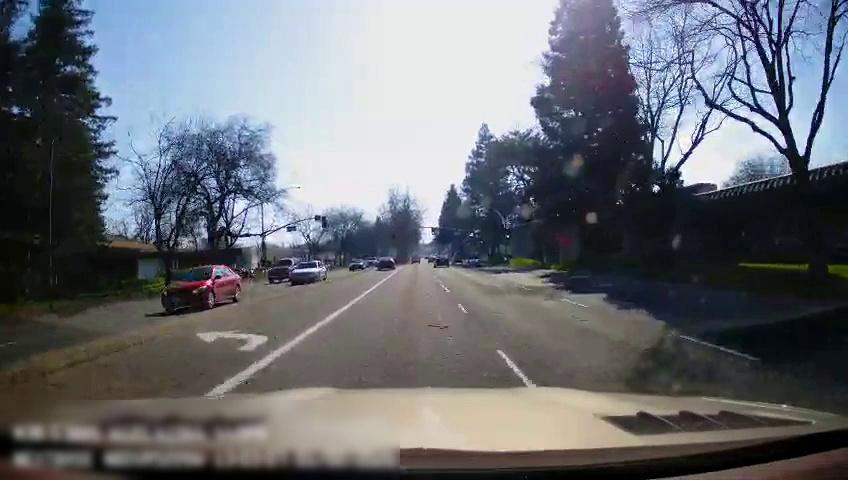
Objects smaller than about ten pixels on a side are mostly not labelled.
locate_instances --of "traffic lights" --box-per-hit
[321,215,328,230]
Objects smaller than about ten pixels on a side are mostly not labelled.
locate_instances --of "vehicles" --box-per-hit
[349,257,369,272]
[433,254,450,268]
[287,259,328,284]
[162,263,242,312]
[225,262,256,279]
[410,255,420,264]
[367,256,378,266]
[268,256,296,283]
[377,256,394,270]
